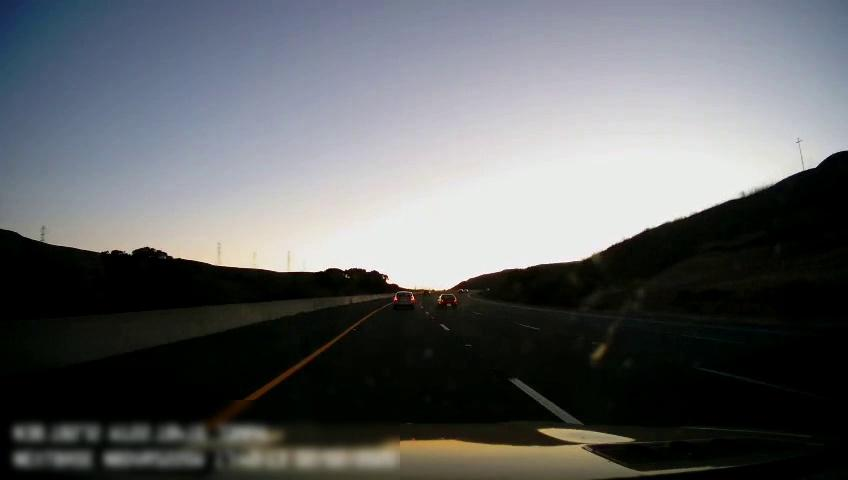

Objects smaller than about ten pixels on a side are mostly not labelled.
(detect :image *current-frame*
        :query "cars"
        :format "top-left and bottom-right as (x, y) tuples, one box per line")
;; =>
(437, 294), (457, 309)
(393, 291), (415, 310)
